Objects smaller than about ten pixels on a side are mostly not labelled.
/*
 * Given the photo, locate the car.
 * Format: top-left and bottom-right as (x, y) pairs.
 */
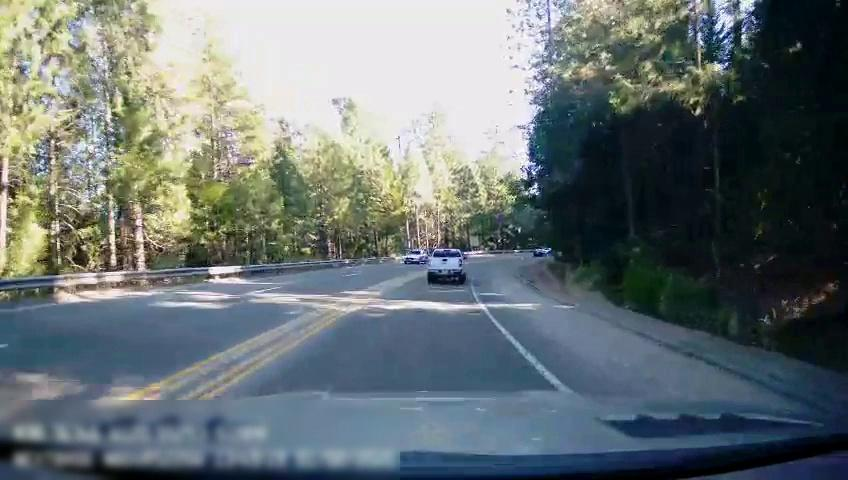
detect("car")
(404, 249), (429, 265)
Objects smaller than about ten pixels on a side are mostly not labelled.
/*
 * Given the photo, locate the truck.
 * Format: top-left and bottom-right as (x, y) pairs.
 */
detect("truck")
(426, 248), (468, 286)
